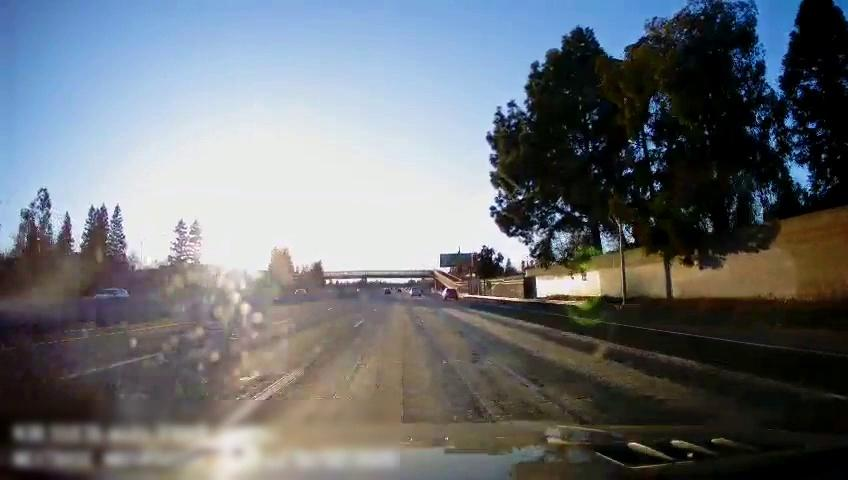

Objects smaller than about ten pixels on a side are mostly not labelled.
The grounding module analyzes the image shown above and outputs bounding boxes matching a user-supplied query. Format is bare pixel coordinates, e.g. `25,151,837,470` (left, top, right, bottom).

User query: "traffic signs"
439,253,474,267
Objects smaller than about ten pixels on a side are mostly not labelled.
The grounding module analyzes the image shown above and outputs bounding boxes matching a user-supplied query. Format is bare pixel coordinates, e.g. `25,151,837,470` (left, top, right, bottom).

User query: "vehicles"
91,287,129,300
293,288,308,297
383,287,393,295
441,287,459,300
409,287,423,297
